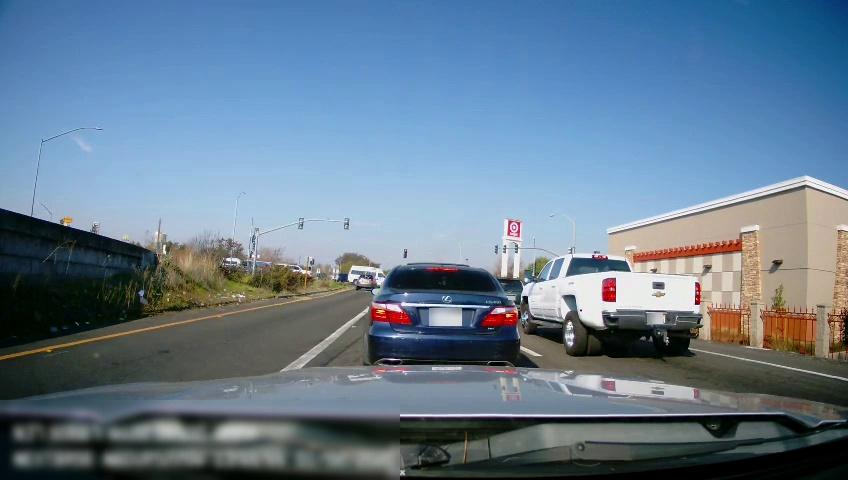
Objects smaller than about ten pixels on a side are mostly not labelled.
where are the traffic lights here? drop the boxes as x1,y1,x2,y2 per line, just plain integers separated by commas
297,217,305,230
494,244,499,255
502,243,507,255
343,217,350,231
403,248,408,260
567,247,573,261
513,242,519,256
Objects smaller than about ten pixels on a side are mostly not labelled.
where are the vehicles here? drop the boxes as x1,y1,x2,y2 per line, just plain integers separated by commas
274,263,313,280
355,274,377,291
493,277,526,313
335,272,349,284
361,262,522,367
347,264,390,287
519,253,705,356
220,257,243,270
